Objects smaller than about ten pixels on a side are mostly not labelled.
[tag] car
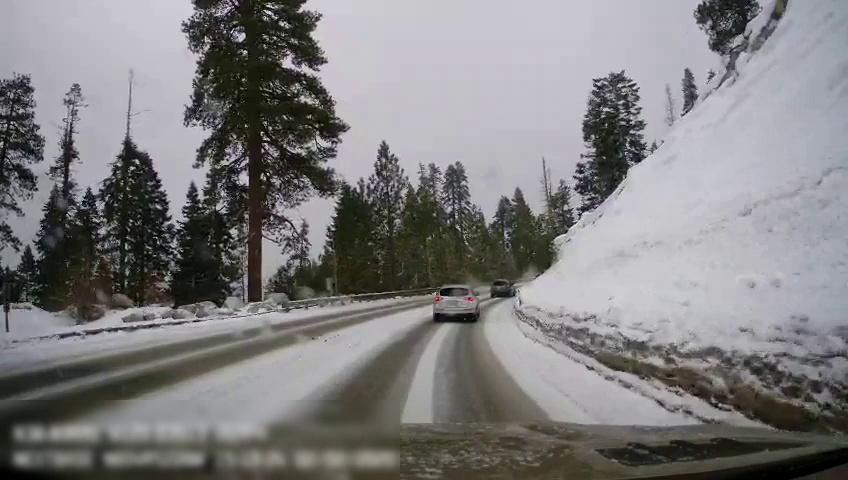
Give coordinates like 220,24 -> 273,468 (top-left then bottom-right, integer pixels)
490,279 -> 515,298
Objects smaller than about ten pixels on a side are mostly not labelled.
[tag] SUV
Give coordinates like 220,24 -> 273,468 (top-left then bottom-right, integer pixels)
433,285 -> 480,323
